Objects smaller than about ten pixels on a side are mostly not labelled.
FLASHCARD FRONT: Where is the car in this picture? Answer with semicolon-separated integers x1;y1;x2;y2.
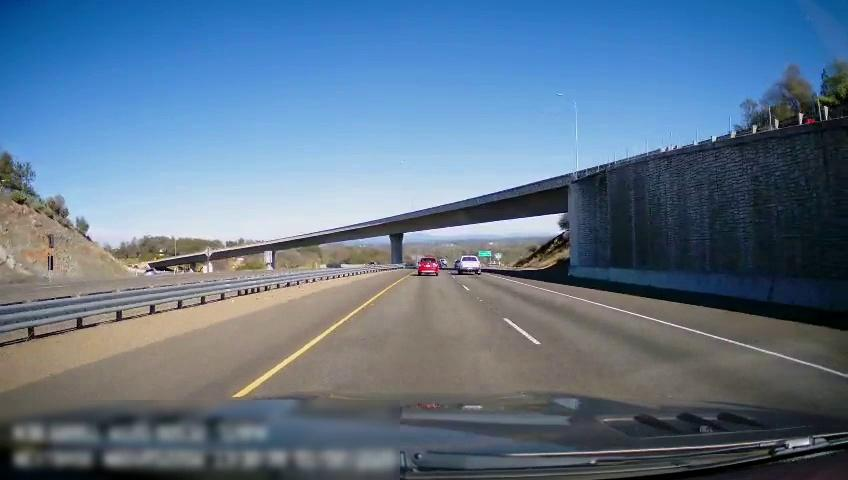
417;258;439;276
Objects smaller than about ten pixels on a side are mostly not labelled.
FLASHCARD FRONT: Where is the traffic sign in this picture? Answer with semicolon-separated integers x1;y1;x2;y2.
479;250;492;256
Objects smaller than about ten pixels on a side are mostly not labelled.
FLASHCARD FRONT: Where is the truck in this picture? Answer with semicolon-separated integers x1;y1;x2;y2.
456;256;482;275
